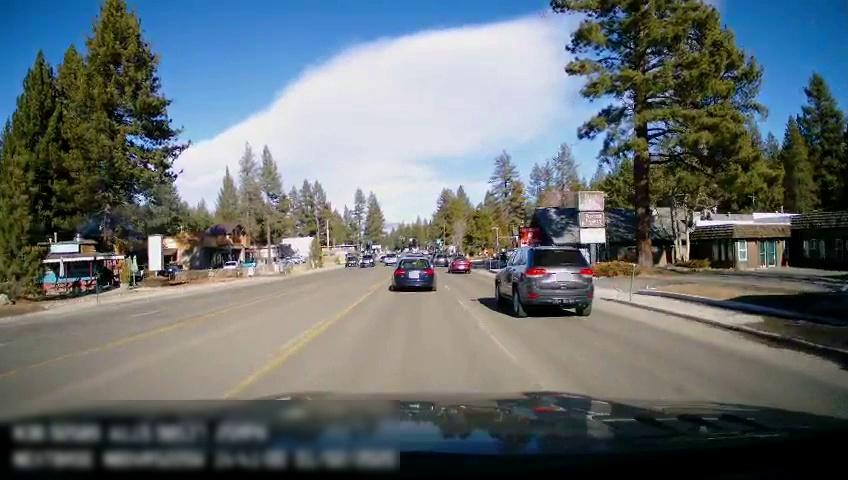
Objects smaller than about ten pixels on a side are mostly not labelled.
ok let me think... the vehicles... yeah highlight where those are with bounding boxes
[494,244,595,318]
[384,252,402,266]
[282,254,304,264]
[448,256,471,273]
[224,260,240,270]
[360,254,375,266]
[394,257,435,293]
[345,255,358,267]
[435,254,448,265]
